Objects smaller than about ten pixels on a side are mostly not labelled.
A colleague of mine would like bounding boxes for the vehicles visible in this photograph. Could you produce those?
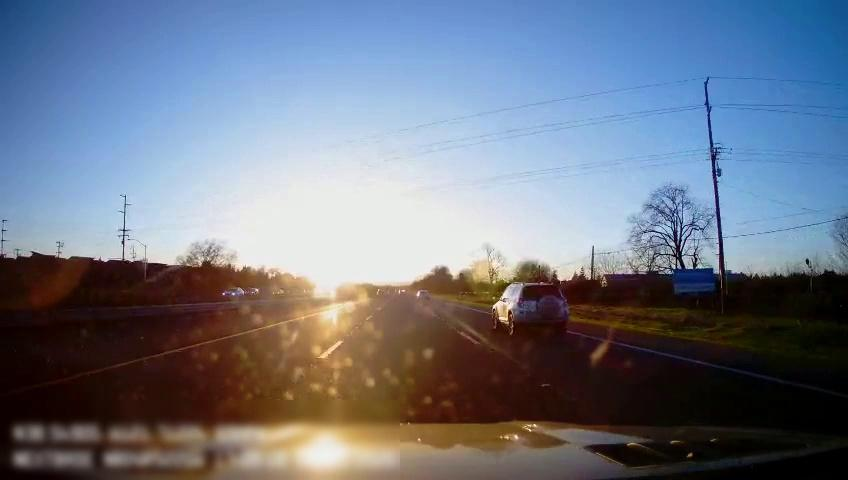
[491,282,569,336]
[416,290,429,300]
[246,287,261,297]
[375,288,389,300]
[271,288,284,297]
[221,286,245,298]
